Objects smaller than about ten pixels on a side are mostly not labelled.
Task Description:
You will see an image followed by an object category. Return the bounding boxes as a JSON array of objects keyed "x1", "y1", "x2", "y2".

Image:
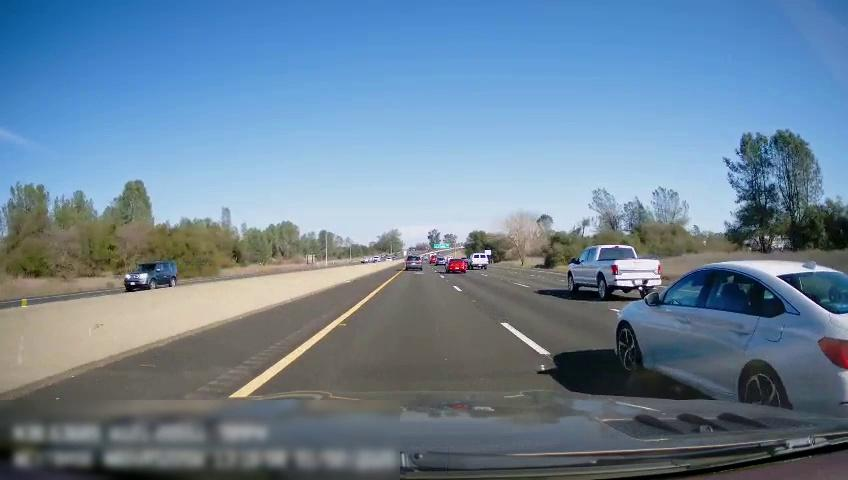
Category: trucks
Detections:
[{"x1": 566, "y1": 244, "x2": 663, "y2": 301}]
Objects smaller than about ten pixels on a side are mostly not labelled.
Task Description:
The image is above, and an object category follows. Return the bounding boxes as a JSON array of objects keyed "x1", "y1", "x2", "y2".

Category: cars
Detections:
[
  {"x1": 445, "y1": 257, "x2": 467, "y2": 273},
  {"x1": 616, "y1": 258, "x2": 848, "y2": 420}
]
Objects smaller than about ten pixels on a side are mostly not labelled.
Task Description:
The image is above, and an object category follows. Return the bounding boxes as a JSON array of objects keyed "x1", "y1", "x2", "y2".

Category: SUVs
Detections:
[
  {"x1": 405, "y1": 256, "x2": 423, "y2": 271},
  {"x1": 124, "y1": 260, "x2": 177, "y2": 292}
]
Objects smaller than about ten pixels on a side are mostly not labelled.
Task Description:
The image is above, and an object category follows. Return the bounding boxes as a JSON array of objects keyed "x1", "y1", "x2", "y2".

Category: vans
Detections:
[{"x1": 467, "y1": 253, "x2": 489, "y2": 270}]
